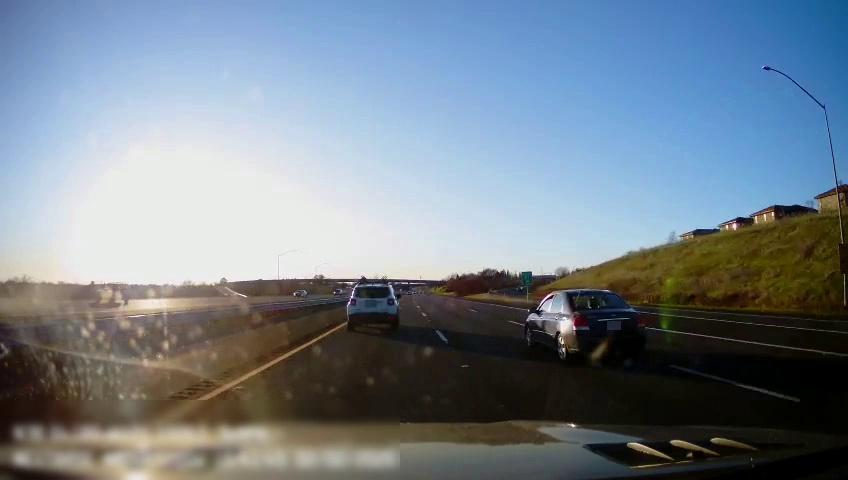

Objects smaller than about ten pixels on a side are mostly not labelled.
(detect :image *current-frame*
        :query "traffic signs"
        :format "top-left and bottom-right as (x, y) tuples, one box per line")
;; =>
(522, 271), (533, 287)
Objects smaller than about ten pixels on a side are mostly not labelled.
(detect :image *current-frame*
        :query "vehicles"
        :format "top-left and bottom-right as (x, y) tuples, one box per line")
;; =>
(525, 289), (645, 366)
(347, 284), (403, 335)
(293, 290), (308, 298)
(332, 289), (344, 297)
(94, 284), (131, 306)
